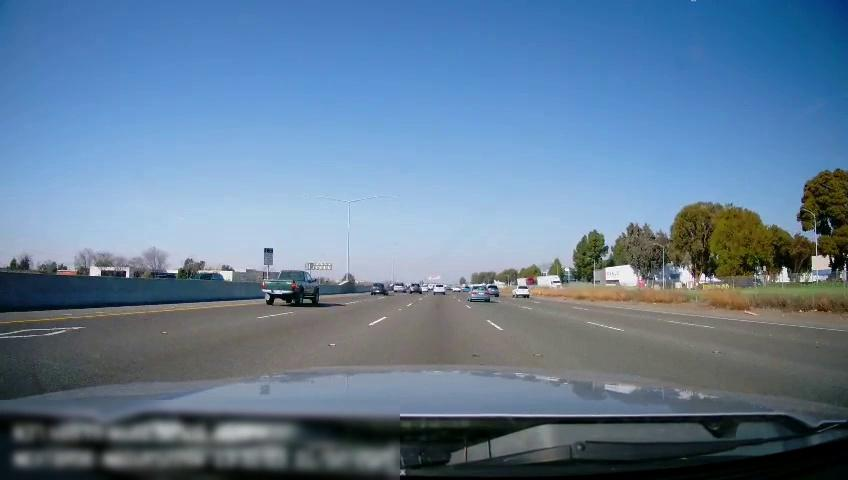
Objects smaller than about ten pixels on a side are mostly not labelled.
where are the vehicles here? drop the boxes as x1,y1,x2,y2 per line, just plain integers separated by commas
409,283,423,295
468,285,492,303
432,283,446,296
371,283,389,296
517,277,537,286
536,275,562,288
190,272,225,282
260,270,322,306
393,282,407,293
511,284,531,299
486,285,500,298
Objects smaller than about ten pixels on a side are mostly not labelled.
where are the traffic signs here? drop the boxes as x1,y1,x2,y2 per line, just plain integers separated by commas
263,247,274,266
